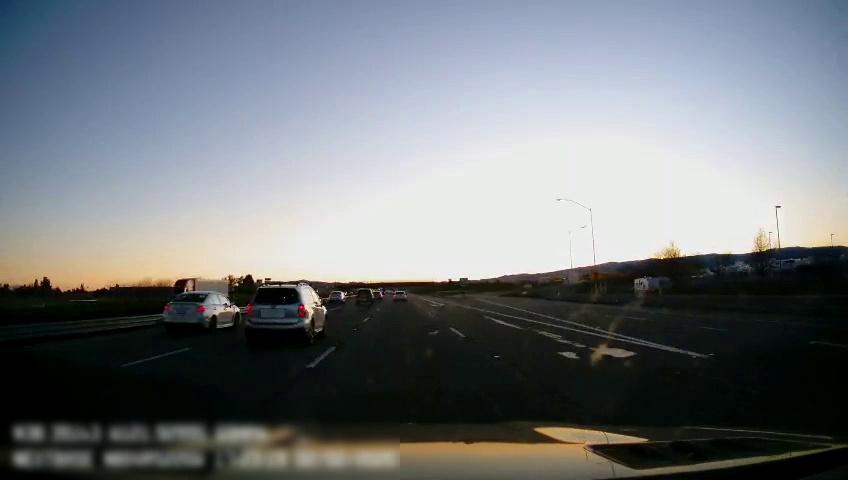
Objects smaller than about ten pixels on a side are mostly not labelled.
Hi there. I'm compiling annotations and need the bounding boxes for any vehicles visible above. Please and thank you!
[371,291,383,301]
[172,278,228,300]
[355,290,374,305]
[329,291,347,304]
[392,290,407,302]
[245,284,329,347]
[162,291,242,337]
